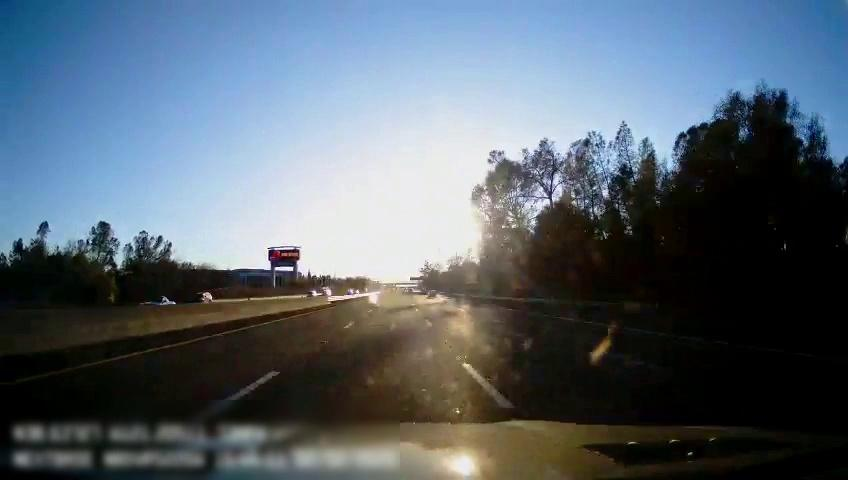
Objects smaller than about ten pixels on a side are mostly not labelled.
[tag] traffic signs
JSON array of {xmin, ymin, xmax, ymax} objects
[{"xmin": 410, "ymin": 277, "xmax": 422, "ymax": 281}]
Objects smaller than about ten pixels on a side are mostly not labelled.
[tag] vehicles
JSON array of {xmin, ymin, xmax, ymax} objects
[
  {"xmin": 189, "ymin": 292, "xmax": 212, "ymax": 304},
  {"xmin": 319, "ymin": 290, "xmax": 331, "ymax": 297},
  {"xmin": 305, "ymin": 291, "xmax": 317, "ymax": 298},
  {"xmin": 139, "ymin": 296, "xmax": 176, "ymax": 309}
]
